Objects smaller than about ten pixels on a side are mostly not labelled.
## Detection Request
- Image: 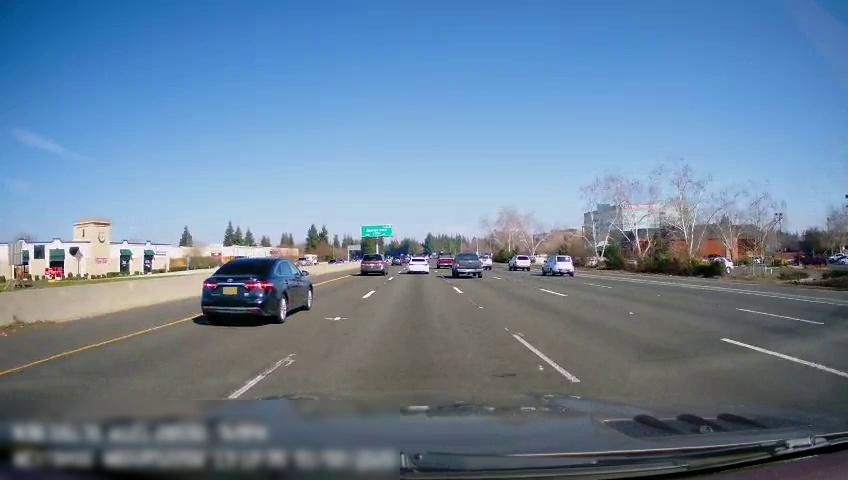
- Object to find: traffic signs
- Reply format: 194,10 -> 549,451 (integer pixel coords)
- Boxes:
360,225 -> 393,238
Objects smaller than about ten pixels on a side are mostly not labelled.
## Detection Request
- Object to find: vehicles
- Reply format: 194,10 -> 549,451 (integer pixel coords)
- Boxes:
391,257 -> 402,267
702,256 -> 735,274
407,256 -> 430,275
508,254 -> 531,272
200,257 -> 311,323
827,255 -> 843,263
542,255 -> 575,277
434,252 -> 455,270
836,255 -> 848,265
476,254 -> 493,271
360,254 -> 389,277
297,257 -> 313,268
304,255 -> 318,267
451,253 -> 484,279
799,254 -> 828,266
